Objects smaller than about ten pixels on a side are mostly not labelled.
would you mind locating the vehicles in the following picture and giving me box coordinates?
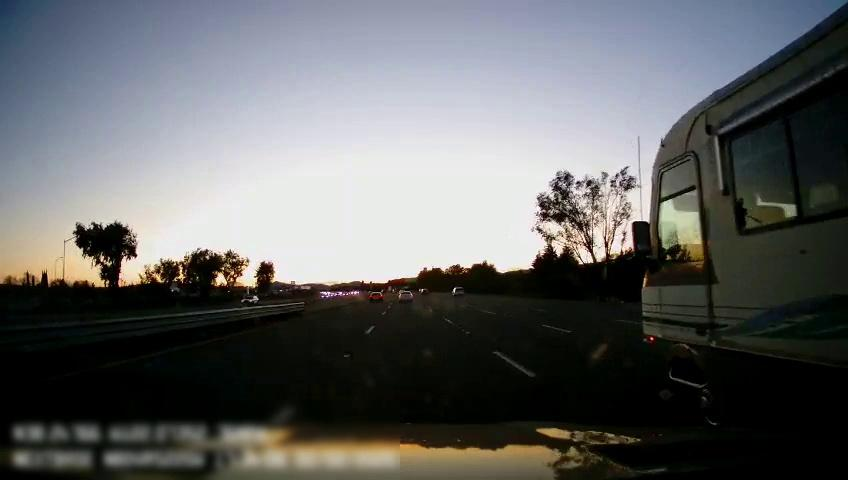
[398,290,414,303]
[452,287,465,296]
[631,1,848,434]
[241,296,260,306]
[369,292,384,302]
